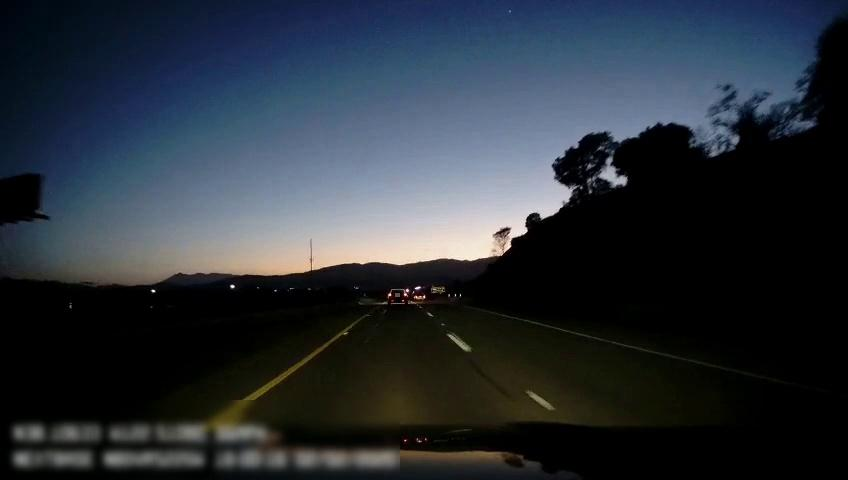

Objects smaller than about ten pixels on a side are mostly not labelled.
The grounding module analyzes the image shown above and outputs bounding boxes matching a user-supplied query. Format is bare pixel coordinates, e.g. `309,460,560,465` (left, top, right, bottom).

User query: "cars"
387,290,406,305
412,291,425,301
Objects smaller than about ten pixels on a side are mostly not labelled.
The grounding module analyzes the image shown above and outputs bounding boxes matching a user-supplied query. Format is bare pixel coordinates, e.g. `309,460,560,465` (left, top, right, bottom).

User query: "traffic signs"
432,287,445,294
